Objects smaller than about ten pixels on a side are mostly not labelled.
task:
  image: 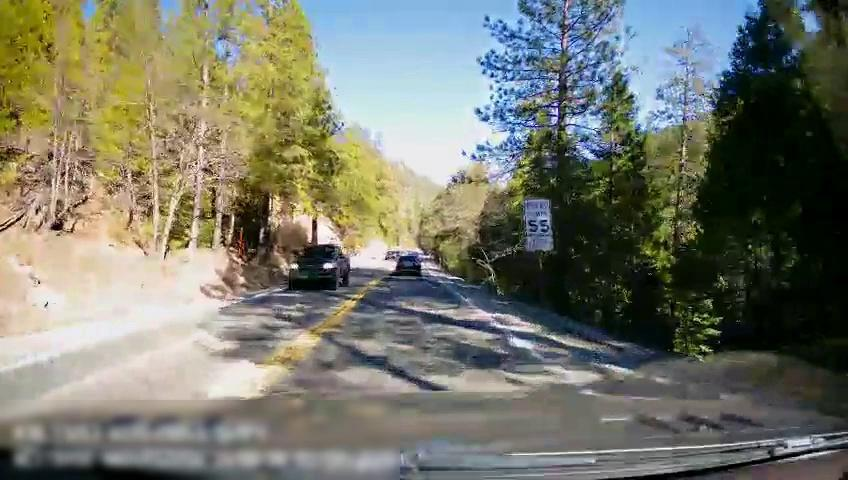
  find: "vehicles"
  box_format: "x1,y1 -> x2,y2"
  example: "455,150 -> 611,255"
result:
395,255 -> 422,277
383,250 -> 398,261
287,242 -> 352,292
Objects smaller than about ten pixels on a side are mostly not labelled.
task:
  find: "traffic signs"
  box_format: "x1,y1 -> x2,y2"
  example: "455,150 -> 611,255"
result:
526,236 -> 554,251
524,199 -> 553,236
